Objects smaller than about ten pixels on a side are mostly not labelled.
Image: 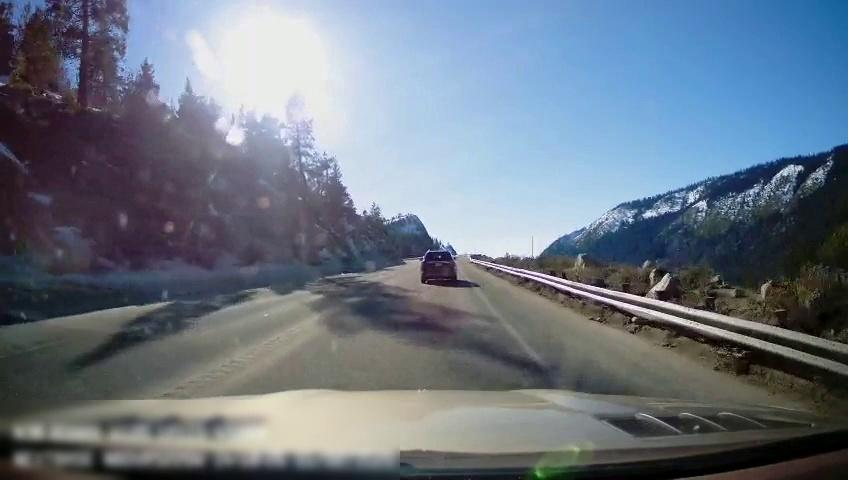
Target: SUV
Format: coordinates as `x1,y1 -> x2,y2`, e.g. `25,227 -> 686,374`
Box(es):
418,248 -> 458,285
